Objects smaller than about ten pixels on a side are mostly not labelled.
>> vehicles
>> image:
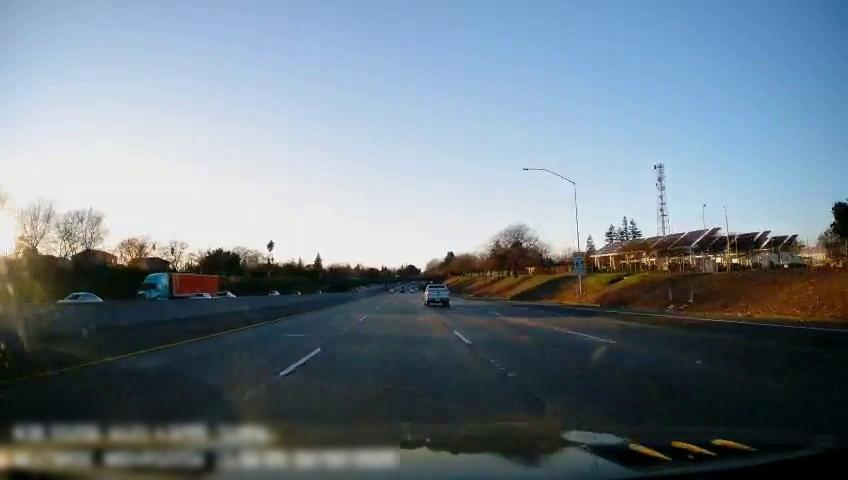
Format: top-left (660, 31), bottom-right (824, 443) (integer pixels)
top-left (268, 290), bottom-right (281, 297)
top-left (55, 292), bottom-right (104, 304)
top-left (214, 291), bottom-right (236, 298)
top-left (137, 272), bottom-right (219, 300)
top-left (191, 292), bottom-right (212, 299)
top-left (423, 283), bottom-right (452, 308)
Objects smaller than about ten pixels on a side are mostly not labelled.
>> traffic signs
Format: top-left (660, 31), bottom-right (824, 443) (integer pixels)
top-left (572, 250), bottom-right (587, 277)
